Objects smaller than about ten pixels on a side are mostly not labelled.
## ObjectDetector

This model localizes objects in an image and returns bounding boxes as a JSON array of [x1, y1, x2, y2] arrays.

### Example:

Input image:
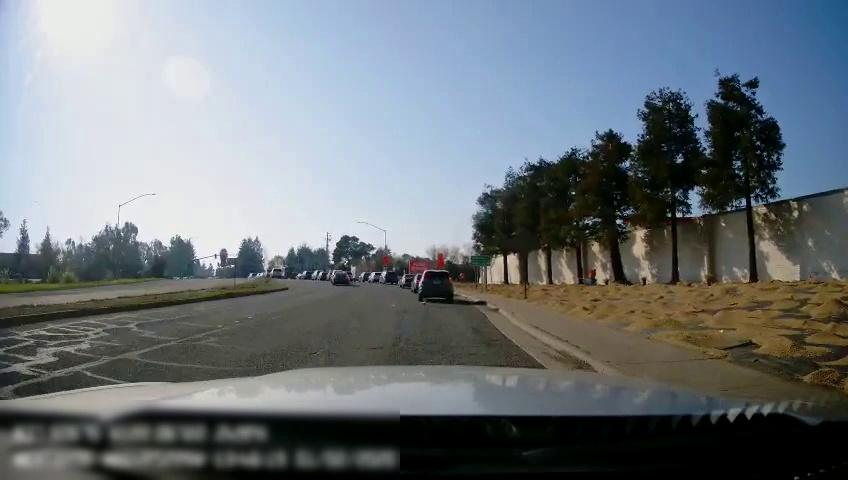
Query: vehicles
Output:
[[418, 269, 454, 303], [399, 273, 416, 289], [367, 271, 383, 283], [317, 271, 328, 281], [310, 269, 323, 280], [349, 264, 361, 280], [331, 271, 350, 286], [301, 270, 314, 280], [282, 266, 297, 280], [358, 271, 372, 283], [410, 272, 425, 294], [269, 267, 283, 279], [378, 270, 399, 285]]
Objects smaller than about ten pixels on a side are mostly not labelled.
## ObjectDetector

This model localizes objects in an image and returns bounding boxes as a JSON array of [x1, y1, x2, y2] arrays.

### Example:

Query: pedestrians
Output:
[[590, 268, 598, 286]]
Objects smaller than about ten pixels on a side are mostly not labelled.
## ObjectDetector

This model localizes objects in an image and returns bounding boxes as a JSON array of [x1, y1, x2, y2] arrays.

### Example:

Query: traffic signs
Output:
[[382, 255, 391, 266], [436, 254, 445, 268], [470, 254, 492, 267]]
